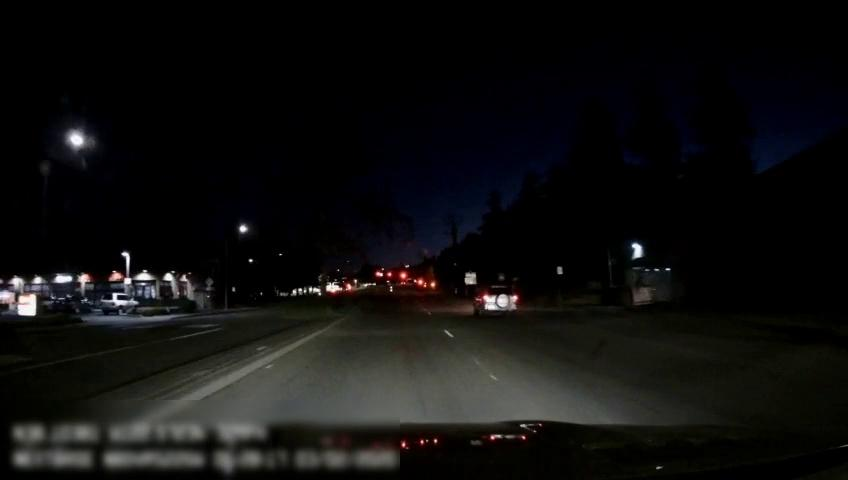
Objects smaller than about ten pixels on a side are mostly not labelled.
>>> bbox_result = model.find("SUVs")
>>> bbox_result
[472,282,519,321]
[99,293,140,316]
